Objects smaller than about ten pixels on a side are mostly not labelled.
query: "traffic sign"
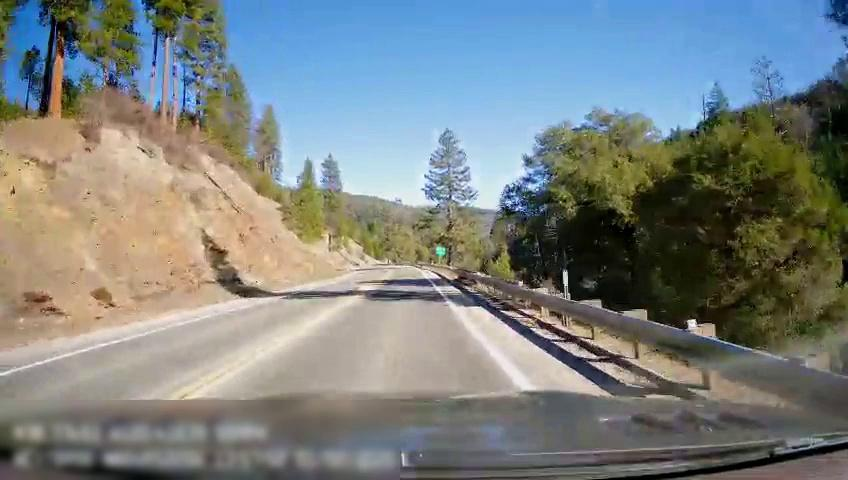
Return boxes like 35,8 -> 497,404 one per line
435,246 -> 447,257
